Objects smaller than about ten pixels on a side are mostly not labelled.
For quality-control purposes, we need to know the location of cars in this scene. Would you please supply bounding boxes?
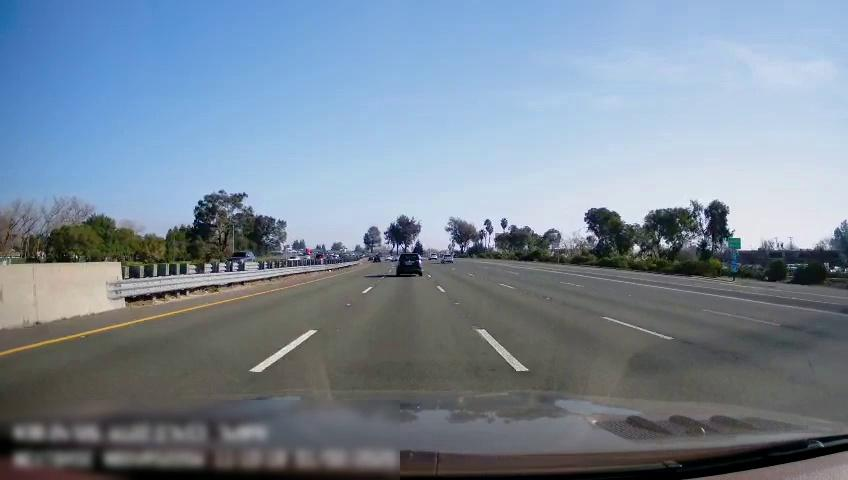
[225,250,257,264]
[441,254,454,264]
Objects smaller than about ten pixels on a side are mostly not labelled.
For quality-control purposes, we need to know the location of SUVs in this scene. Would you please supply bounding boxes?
[286,256,300,261]
[395,252,423,277]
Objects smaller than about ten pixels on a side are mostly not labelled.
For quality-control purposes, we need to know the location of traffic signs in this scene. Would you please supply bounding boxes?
[727,236,742,250]
[729,251,738,273]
